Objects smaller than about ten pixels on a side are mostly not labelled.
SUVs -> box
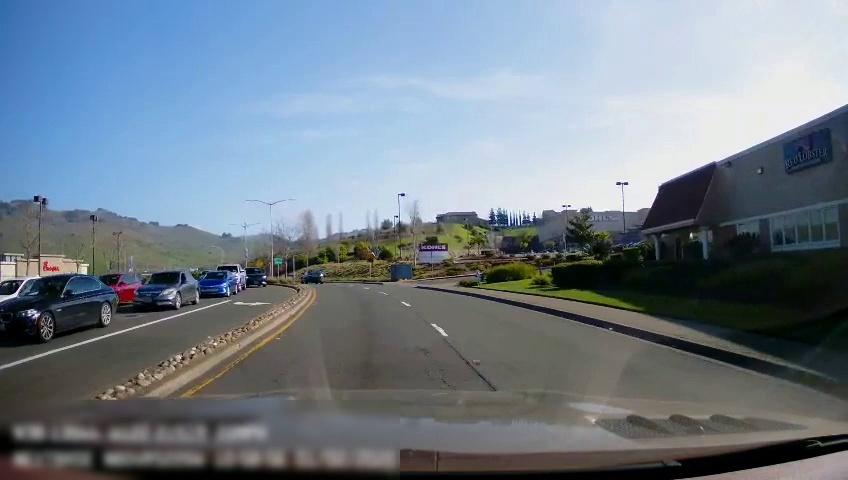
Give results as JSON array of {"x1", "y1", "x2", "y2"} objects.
[{"x1": 243, "y1": 267, "x2": 268, "y2": 288}]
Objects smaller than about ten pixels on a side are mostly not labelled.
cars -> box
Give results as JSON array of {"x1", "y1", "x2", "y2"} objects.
[
  {"x1": 195, "y1": 270, "x2": 240, "y2": 297},
  {"x1": 0, "y1": 271, "x2": 120, "y2": 343},
  {"x1": 0, "y1": 275, "x2": 43, "y2": 307},
  {"x1": 133, "y1": 270, "x2": 201, "y2": 310},
  {"x1": 300, "y1": 270, "x2": 325, "y2": 285},
  {"x1": 96, "y1": 271, "x2": 153, "y2": 307}
]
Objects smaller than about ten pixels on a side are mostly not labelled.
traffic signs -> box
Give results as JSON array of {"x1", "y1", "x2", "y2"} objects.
[{"x1": 272, "y1": 257, "x2": 284, "y2": 265}]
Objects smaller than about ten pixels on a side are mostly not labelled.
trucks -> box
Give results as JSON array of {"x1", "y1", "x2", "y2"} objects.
[{"x1": 216, "y1": 263, "x2": 247, "y2": 293}]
